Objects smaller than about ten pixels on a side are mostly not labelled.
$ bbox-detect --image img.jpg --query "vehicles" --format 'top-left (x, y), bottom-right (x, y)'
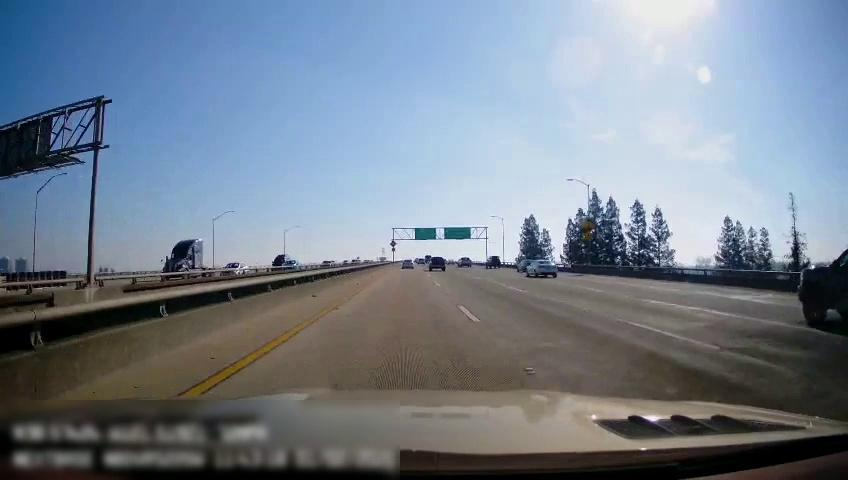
top-left (526, 259), bottom-right (558, 278)
top-left (485, 255), bottom-right (501, 269)
top-left (280, 260), bottom-right (301, 271)
top-left (458, 257), bottom-right (473, 268)
top-left (161, 238), bottom-right (218, 280)
top-left (797, 248), bottom-right (848, 328)
top-left (401, 259), bottom-right (414, 269)
top-left (429, 257), bottom-right (445, 272)
top-left (517, 259), bottom-right (531, 273)
top-left (271, 254), bottom-right (290, 272)
top-left (220, 262), bottom-right (249, 276)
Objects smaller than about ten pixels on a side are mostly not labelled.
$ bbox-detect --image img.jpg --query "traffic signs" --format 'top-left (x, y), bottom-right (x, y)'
top-left (414, 228), bottom-right (437, 240)
top-left (0, 114), bottom-right (53, 168)
top-left (444, 227), bottom-right (472, 239)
